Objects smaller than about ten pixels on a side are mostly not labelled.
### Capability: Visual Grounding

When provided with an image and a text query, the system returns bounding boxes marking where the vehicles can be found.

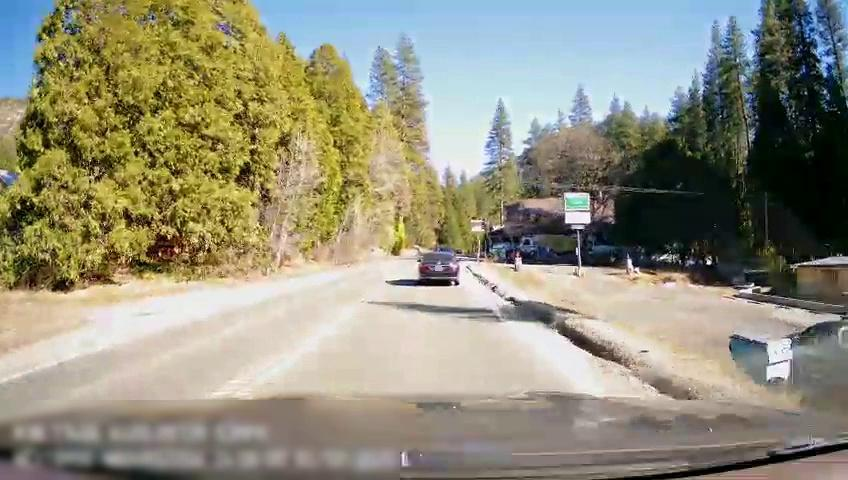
[495,244,520,259]
[517,235,542,258]
[787,318,848,396]
[417,251,461,287]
